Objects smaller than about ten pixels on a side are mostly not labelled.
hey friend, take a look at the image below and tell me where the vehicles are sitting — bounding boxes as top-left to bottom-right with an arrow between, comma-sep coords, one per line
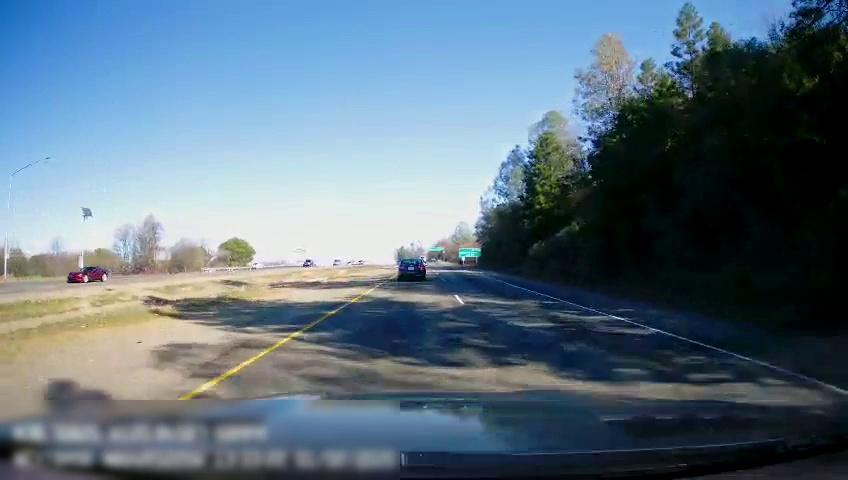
302,259 -> 315,268
397,257 -> 427,281
66,265 -> 110,284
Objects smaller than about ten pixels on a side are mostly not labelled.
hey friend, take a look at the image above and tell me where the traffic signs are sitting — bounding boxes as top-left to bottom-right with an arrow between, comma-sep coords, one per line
429,245 -> 445,254
457,248 -> 481,257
